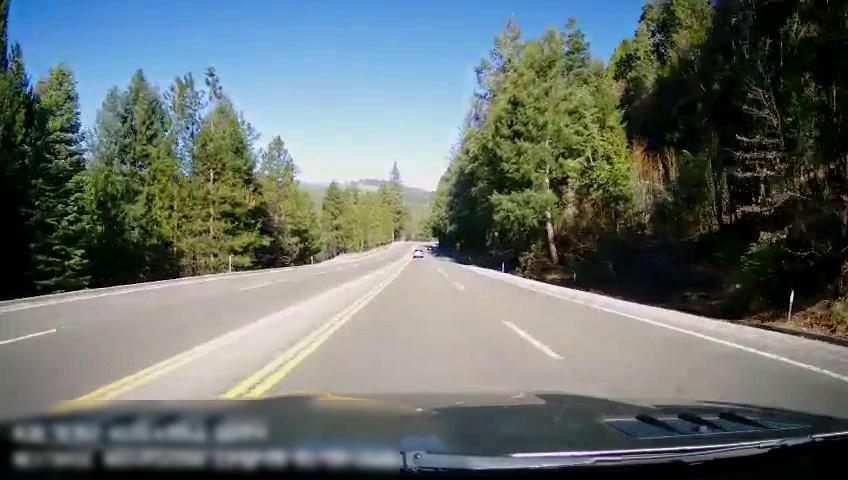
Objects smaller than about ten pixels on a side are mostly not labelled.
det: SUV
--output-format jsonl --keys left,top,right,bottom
{"left": 412, "top": 248, "right": 425, "bottom": 259}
